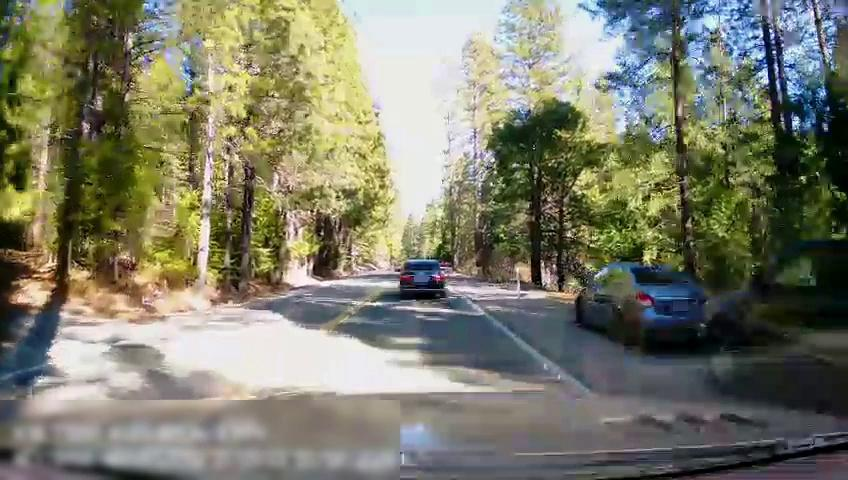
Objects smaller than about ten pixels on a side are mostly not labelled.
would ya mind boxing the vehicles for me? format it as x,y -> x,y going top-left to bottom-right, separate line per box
398,258 -> 449,298
573,260 -> 709,353
695,237 -> 848,420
